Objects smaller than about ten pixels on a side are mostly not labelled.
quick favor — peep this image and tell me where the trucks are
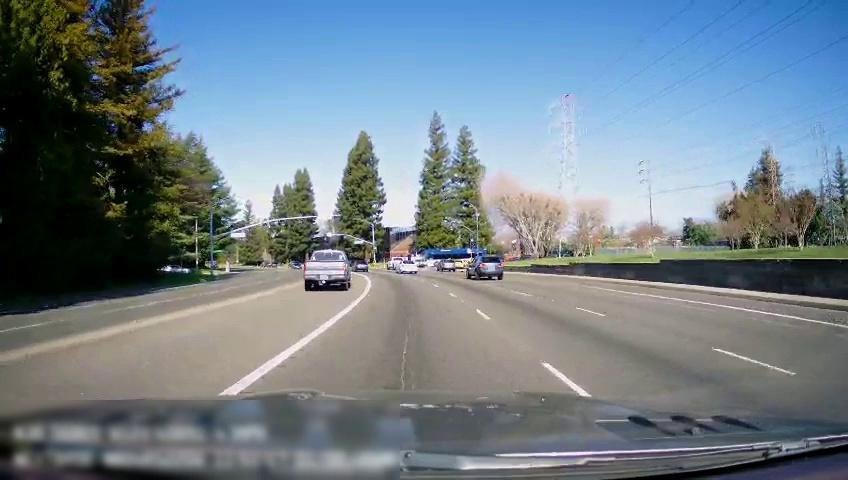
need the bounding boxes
[303,250,352,291]
[386,257,402,270]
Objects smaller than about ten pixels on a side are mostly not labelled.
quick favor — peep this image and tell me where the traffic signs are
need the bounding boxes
[230,232,246,238]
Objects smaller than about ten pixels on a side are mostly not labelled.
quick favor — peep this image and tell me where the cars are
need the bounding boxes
[436,260,456,272]
[395,259,418,274]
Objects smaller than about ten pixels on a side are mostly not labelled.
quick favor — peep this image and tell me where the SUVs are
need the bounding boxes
[464,255,505,281]
[352,260,368,273]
